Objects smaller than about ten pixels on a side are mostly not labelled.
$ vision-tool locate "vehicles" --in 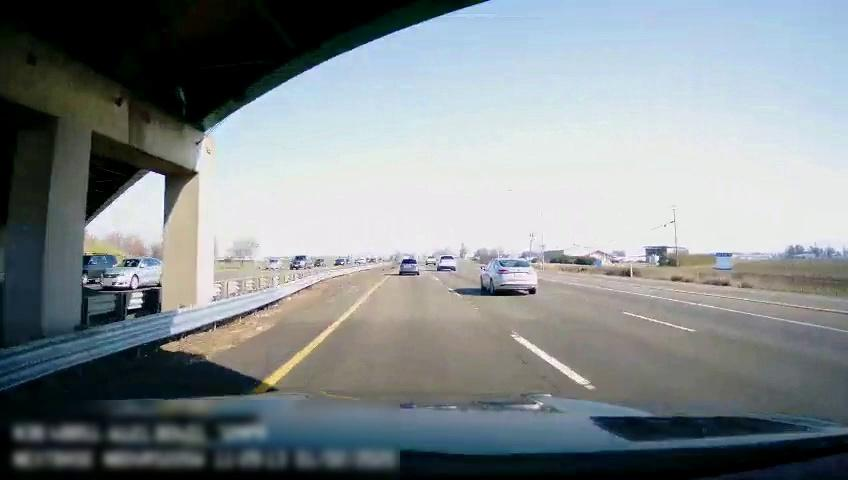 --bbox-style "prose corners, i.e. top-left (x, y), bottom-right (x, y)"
top-left (425, 256), bottom-right (437, 266)
top-left (98, 256), bottom-right (162, 291)
top-left (398, 257), bottom-right (420, 275)
top-left (313, 258), bottom-right (327, 268)
top-left (263, 259), bottom-right (287, 271)
top-left (288, 255), bottom-right (314, 271)
top-left (333, 258), bottom-right (346, 267)
top-left (480, 257), bottom-right (538, 297)
top-left (436, 255), bottom-right (456, 272)
top-left (81, 254), bottom-right (118, 285)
